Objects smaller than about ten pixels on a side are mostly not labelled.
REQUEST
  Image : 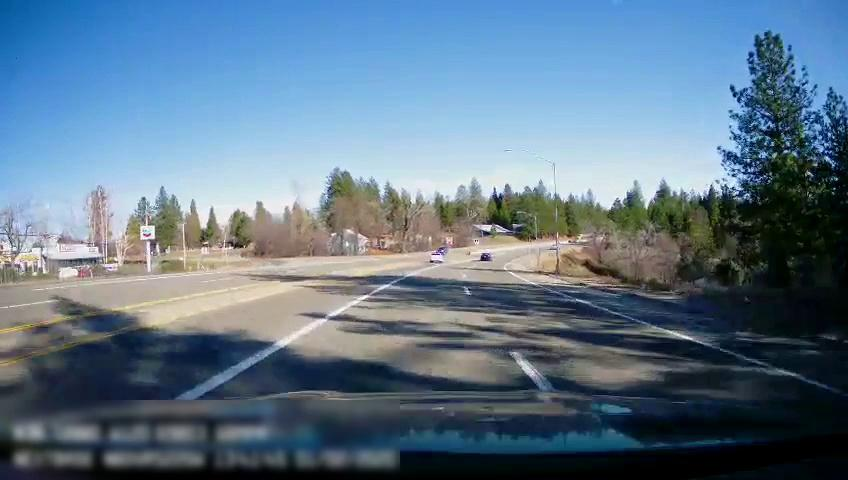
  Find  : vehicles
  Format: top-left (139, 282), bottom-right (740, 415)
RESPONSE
top-left (480, 252), bottom-right (492, 261)
top-left (429, 252), bottom-right (445, 264)
top-left (436, 246), bottom-right (448, 256)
